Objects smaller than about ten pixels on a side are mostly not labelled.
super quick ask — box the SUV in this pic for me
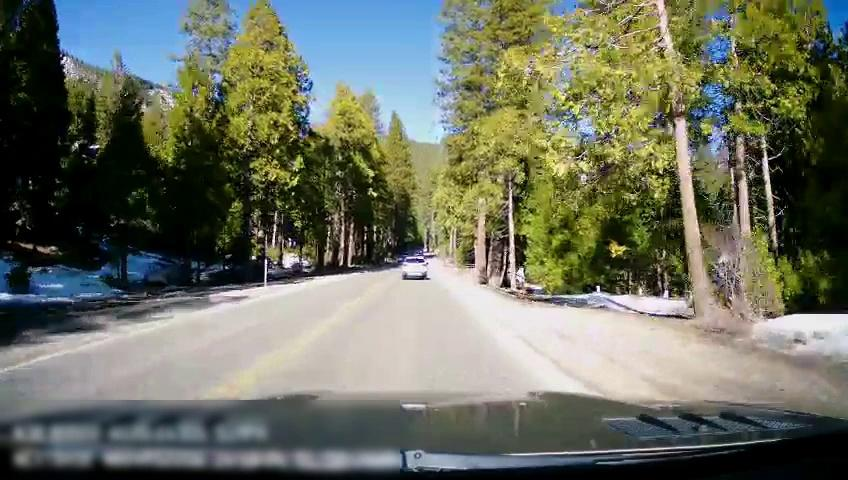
[401,256,429,281]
